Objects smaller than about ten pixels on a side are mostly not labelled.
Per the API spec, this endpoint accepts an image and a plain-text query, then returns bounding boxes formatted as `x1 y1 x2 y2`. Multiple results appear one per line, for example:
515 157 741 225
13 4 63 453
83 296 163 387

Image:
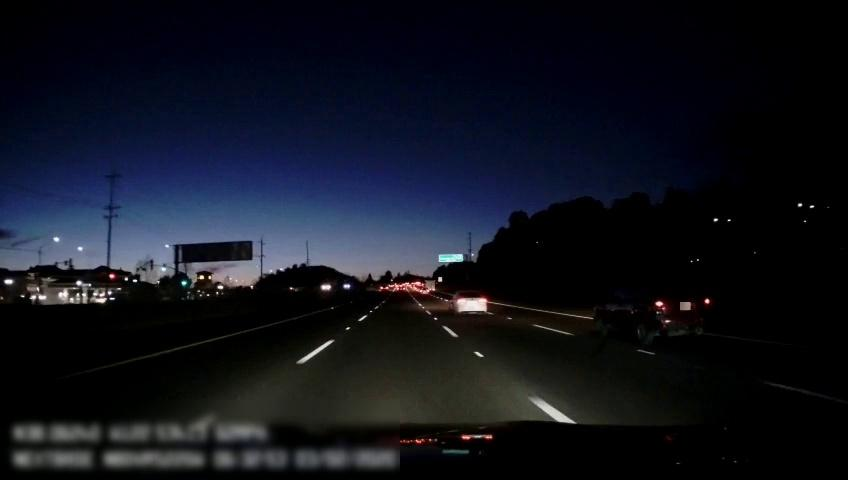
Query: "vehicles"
448 290 488 317
593 277 711 346
422 280 436 295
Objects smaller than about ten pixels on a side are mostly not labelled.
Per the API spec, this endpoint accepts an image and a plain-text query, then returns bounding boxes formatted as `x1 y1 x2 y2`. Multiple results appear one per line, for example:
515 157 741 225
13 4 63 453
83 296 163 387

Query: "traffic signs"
438 253 464 263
